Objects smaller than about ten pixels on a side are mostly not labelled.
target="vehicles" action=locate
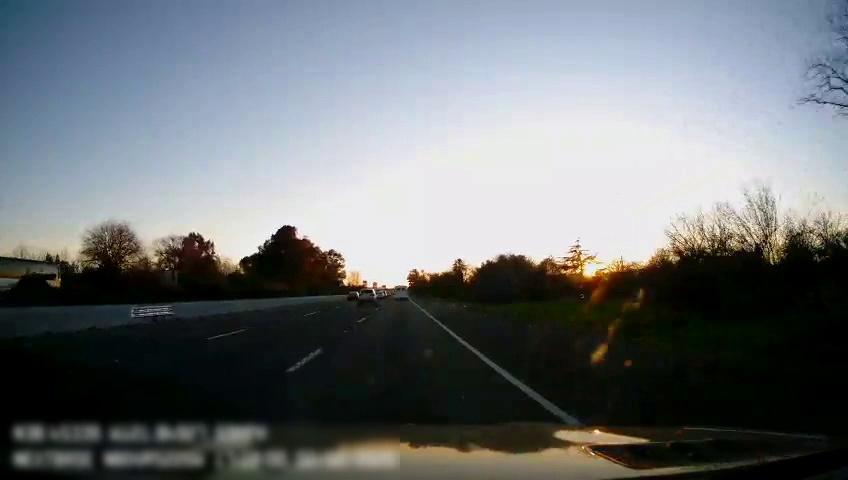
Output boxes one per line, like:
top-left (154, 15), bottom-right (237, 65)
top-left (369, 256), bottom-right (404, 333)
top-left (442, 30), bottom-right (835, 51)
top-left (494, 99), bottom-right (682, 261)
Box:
top-left (394, 285), bottom-right (409, 301)
top-left (347, 291), bottom-right (360, 301)
top-left (0, 255), bottom-right (61, 293)
top-left (358, 288), bottom-right (378, 305)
